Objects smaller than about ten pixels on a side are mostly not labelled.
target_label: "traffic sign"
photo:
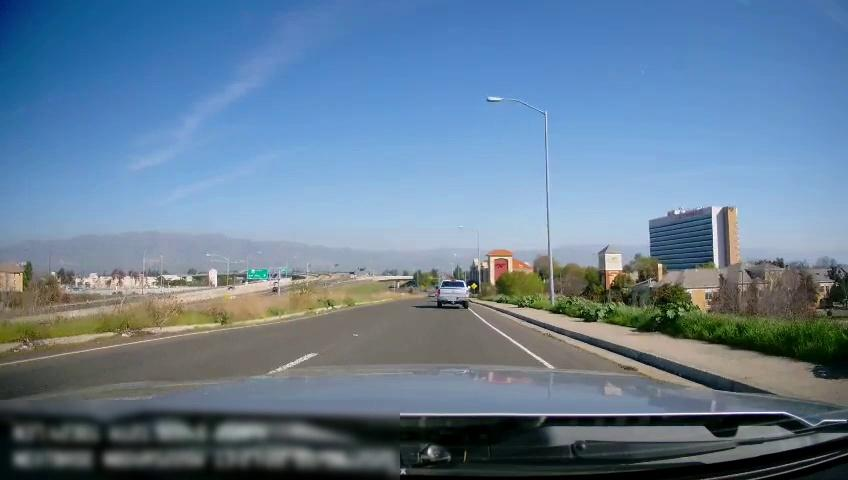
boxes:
[246,268,269,281]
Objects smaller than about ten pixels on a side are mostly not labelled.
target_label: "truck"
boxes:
[435,279,471,309]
